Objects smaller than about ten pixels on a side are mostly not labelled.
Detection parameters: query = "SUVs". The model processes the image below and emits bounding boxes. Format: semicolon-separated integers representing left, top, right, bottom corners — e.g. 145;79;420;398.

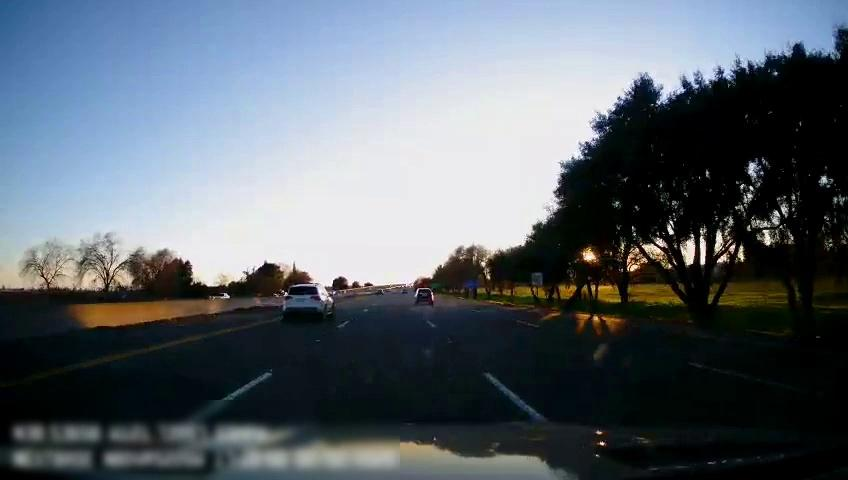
414;287;434;305
281;283;336;323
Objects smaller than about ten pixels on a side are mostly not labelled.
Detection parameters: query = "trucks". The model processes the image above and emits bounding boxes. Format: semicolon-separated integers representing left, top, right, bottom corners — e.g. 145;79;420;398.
212;292;231;301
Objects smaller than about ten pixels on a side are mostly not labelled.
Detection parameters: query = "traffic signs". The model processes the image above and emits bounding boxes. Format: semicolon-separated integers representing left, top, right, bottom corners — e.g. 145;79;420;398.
532;272;544;288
